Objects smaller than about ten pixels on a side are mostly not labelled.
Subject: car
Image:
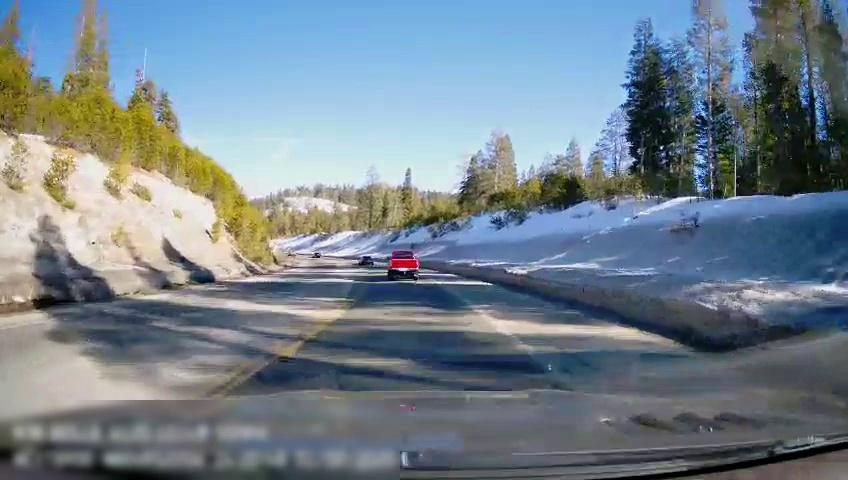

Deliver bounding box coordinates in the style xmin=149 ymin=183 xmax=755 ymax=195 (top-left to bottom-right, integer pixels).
xmin=358 ymin=255 xmax=375 ymax=267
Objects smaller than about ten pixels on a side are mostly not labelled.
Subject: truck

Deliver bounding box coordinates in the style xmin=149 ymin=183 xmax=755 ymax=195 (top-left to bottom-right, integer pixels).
xmin=386 ymin=249 xmax=420 ymax=281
